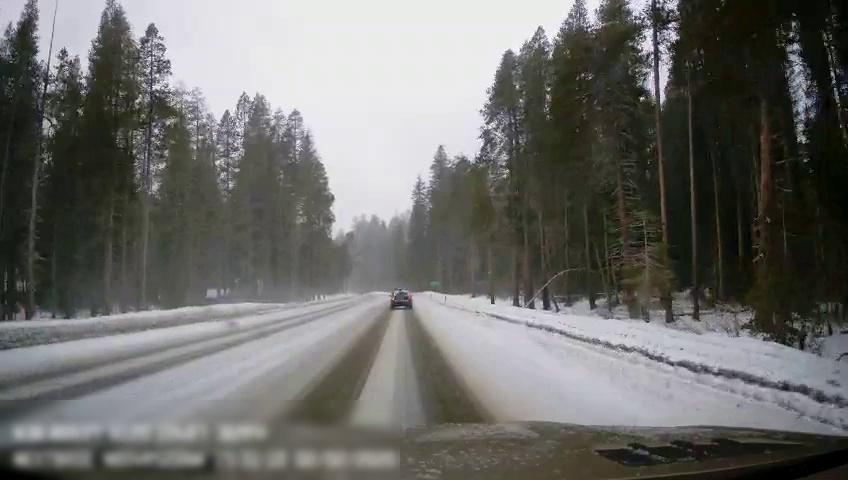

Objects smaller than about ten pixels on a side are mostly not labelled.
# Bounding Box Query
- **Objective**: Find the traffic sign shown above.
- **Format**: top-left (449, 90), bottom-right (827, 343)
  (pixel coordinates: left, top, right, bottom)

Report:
top-left (430, 280), bottom-right (441, 287)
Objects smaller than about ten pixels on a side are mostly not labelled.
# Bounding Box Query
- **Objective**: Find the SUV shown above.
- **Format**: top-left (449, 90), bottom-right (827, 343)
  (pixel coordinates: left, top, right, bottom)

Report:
top-left (390, 287), bottom-right (413, 310)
